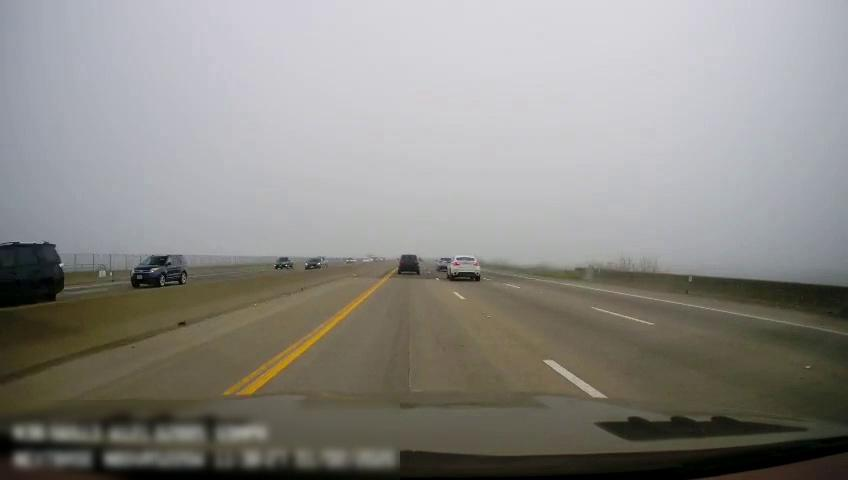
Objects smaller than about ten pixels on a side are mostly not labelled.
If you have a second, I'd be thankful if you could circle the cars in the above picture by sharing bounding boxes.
[303,256,329,271]
[274,257,295,270]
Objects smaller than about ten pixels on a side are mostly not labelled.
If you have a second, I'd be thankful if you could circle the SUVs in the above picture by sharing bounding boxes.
[130,253,189,289]
[397,254,422,276]
[0,240,66,310]
[446,255,482,282]
[436,258,452,272]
